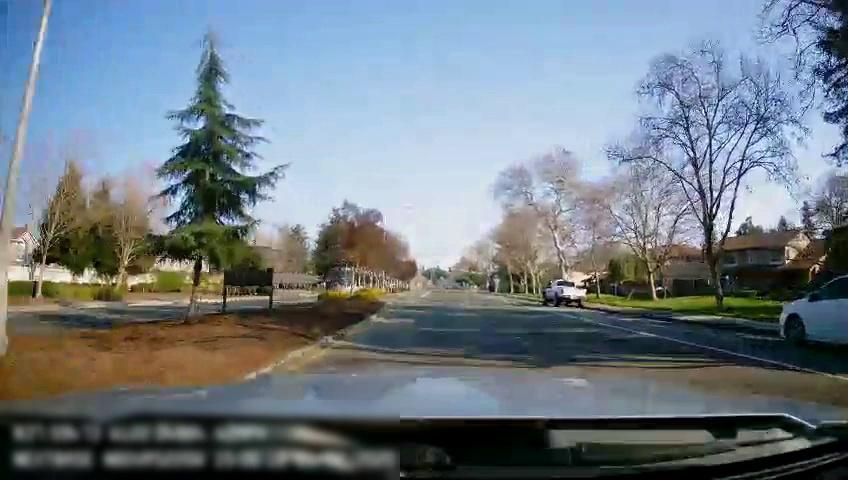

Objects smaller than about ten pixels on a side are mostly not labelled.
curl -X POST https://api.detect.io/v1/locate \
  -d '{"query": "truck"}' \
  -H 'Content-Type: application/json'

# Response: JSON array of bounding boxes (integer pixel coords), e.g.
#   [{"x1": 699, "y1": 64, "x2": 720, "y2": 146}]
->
[{"x1": 543, "y1": 279, "x2": 587, "y2": 308}]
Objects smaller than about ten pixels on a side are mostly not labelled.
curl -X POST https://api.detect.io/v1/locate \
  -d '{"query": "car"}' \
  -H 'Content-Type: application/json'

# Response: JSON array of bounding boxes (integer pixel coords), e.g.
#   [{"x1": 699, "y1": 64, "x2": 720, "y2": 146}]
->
[{"x1": 779, "y1": 274, "x2": 848, "y2": 349}]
